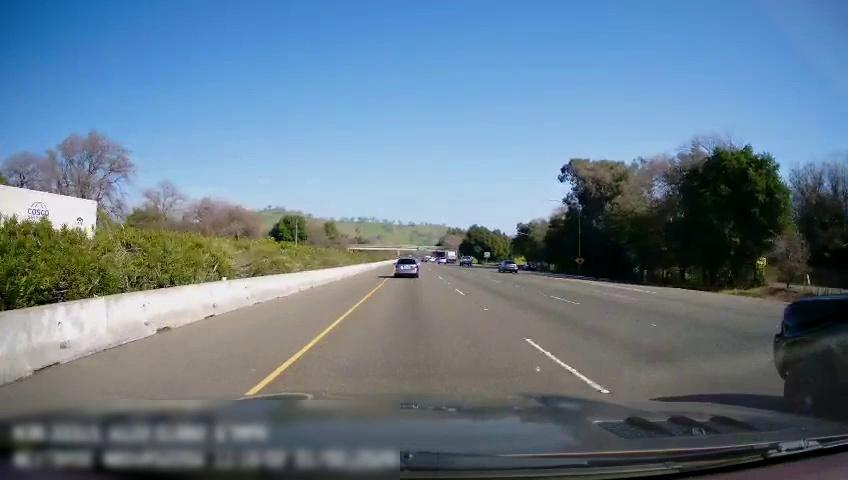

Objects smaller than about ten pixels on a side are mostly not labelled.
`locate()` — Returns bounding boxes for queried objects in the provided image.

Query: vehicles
[445,250,456,264]
[393,258,421,278]
[459,256,473,267]
[0,183,98,240]
[498,260,519,274]
[520,263,538,272]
